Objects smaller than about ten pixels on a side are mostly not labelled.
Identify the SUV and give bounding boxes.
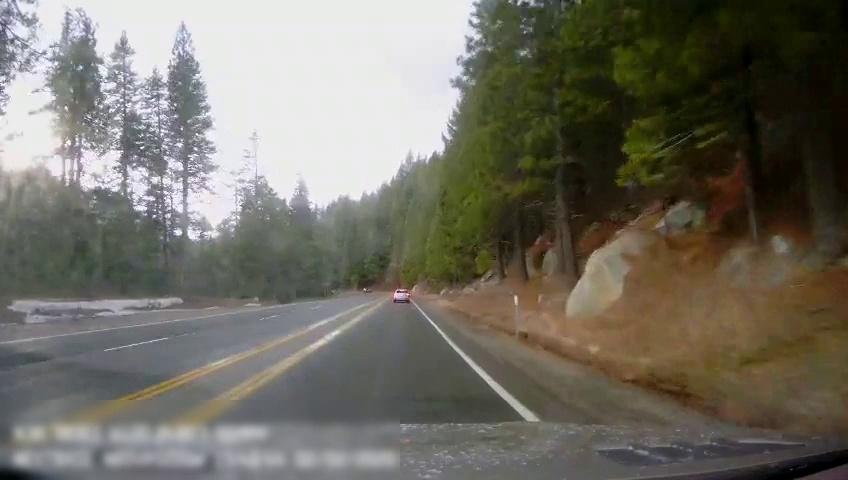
[393,289,411,304]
